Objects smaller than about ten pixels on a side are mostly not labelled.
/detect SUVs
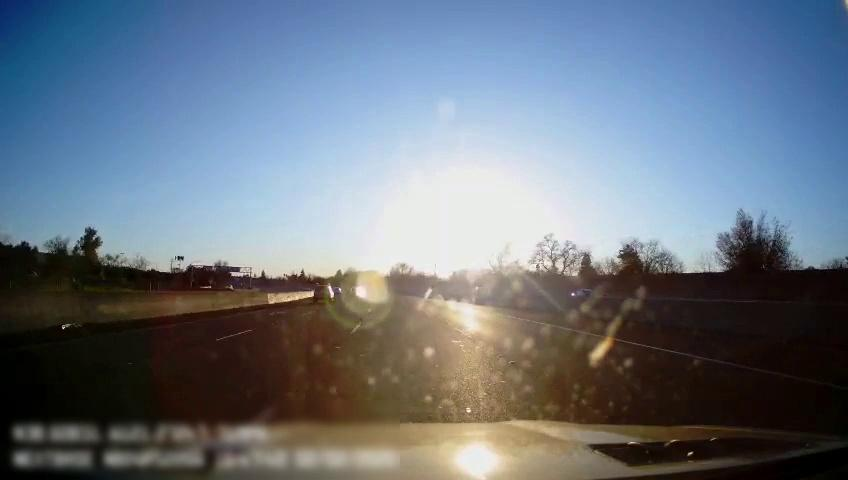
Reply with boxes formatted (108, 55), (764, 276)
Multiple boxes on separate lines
(573, 288), (593, 296)
(313, 284), (335, 304)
